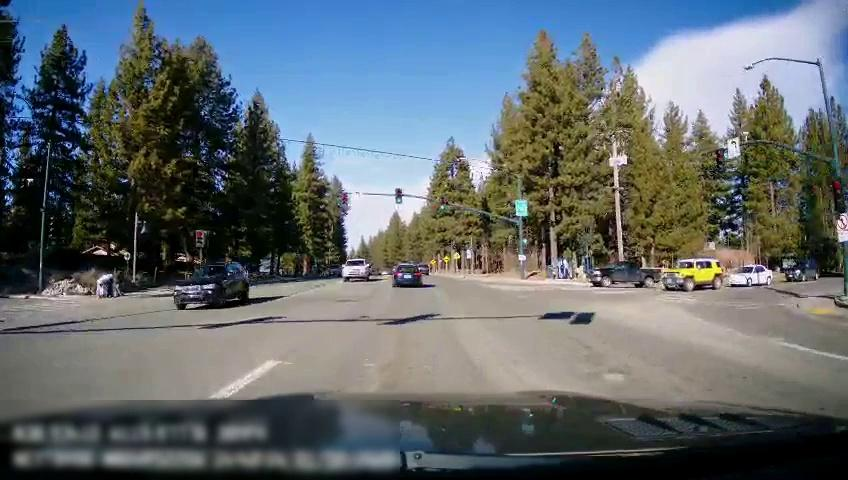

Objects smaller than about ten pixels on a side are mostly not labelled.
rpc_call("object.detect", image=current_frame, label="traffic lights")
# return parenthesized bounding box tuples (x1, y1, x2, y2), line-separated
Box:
(195, 229, 207, 247)
(394, 187, 403, 205)
(440, 195, 448, 210)
(341, 193, 349, 209)
(831, 177, 847, 214)
(521, 239, 528, 252)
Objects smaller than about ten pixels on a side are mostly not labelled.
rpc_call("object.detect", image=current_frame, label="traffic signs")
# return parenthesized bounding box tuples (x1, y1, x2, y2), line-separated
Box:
(836, 214, 848, 243)
(725, 137, 741, 161)
(514, 199, 530, 218)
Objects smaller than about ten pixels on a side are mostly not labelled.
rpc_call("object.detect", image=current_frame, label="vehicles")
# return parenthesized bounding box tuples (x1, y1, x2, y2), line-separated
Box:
(590, 260, 663, 290)
(785, 265, 817, 282)
(341, 258, 370, 281)
(663, 258, 724, 292)
(730, 265, 772, 287)
(172, 268, 249, 311)
(418, 264, 431, 275)
(323, 265, 342, 280)
(392, 262, 422, 287)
